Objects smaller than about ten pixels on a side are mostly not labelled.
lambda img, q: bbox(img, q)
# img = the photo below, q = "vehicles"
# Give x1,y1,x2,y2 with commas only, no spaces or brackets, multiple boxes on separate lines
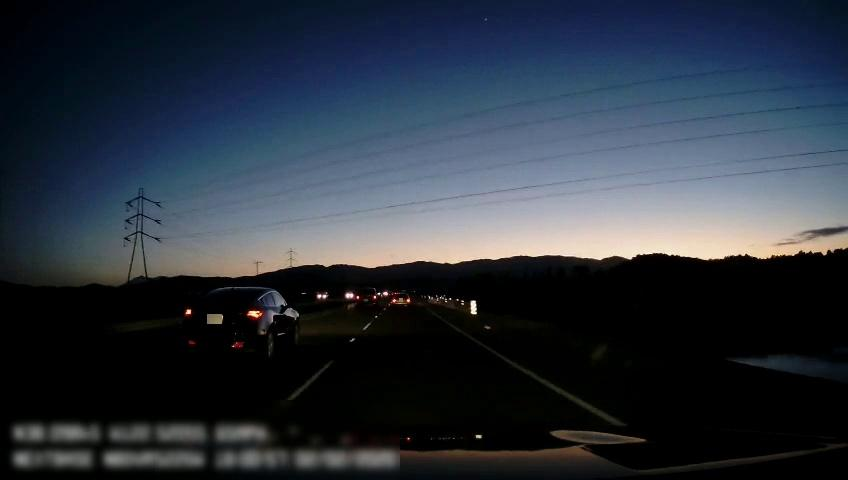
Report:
391,290,410,306
356,288,377,305
178,286,301,362
343,290,355,301
315,290,328,301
